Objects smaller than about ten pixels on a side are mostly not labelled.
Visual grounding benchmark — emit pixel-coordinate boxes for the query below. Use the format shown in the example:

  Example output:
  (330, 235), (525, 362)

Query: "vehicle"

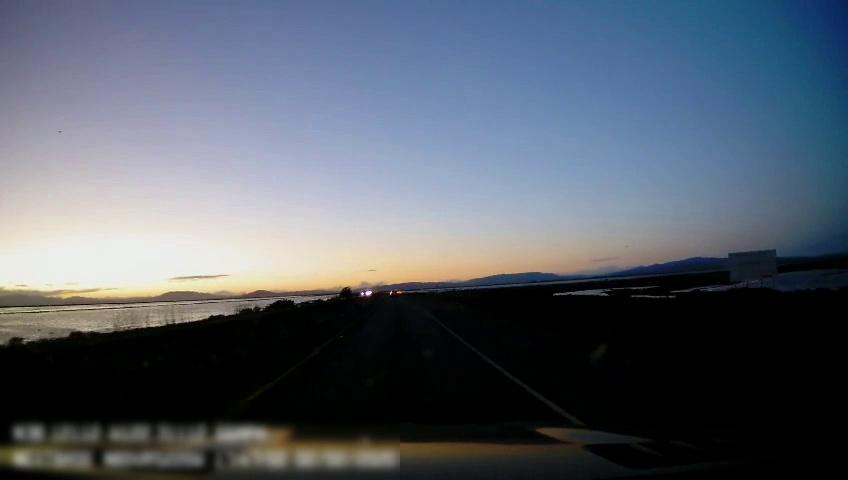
(390, 289), (401, 297)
